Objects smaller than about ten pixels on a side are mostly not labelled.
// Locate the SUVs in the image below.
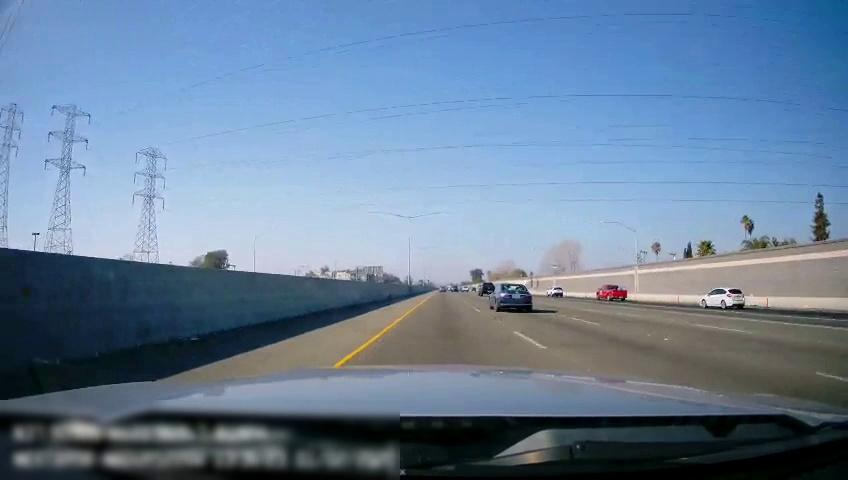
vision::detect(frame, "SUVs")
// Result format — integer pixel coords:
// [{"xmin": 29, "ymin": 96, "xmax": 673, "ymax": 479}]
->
[{"xmin": 547, "ymin": 287, "xmax": 564, "ymax": 298}]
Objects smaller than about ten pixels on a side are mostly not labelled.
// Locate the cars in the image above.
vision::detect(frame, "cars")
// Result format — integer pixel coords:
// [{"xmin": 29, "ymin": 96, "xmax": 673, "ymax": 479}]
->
[
  {"xmin": 700, "ymin": 287, "xmax": 745, "ymax": 311},
  {"xmin": 488, "ymin": 283, "xmax": 533, "ymax": 313}
]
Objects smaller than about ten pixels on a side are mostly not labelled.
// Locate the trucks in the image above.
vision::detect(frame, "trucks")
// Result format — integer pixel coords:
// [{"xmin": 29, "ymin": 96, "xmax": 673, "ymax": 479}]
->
[
  {"xmin": 596, "ymin": 285, "xmax": 627, "ymax": 302},
  {"xmin": 477, "ymin": 282, "xmax": 494, "ymax": 296}
]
